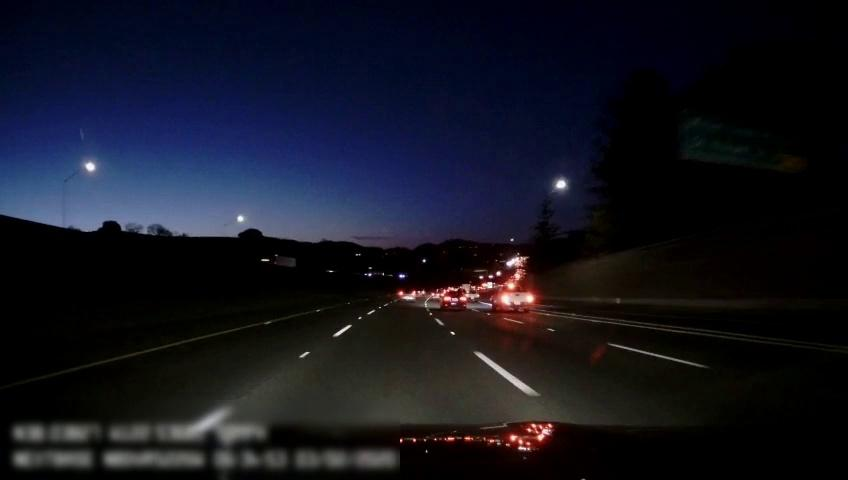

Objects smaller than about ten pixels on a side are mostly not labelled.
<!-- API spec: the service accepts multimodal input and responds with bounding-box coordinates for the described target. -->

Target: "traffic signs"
[681,118,810,173]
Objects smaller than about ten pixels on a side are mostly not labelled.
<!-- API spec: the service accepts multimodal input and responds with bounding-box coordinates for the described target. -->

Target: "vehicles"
[259,256,297,267]
[440,291,468,312]
[466,287,480,303]
[431,289,445,301]
[398,287,416,302]
[490,285,531,314]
